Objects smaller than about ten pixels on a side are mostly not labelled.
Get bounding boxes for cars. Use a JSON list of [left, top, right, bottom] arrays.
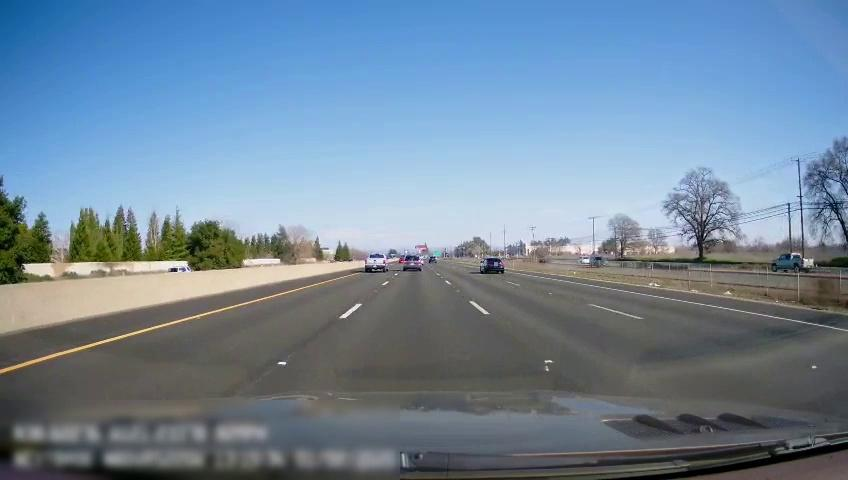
[[479, 258, 504, 274]]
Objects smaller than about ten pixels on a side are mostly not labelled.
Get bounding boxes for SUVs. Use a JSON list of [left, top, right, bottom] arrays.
[[589, 255, 608, 269], [403, 255, 422, 272]]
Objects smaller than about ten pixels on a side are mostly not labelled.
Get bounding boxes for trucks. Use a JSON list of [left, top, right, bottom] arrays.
[[364, 253, 390, 273], [771, 252, 814, 273]]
